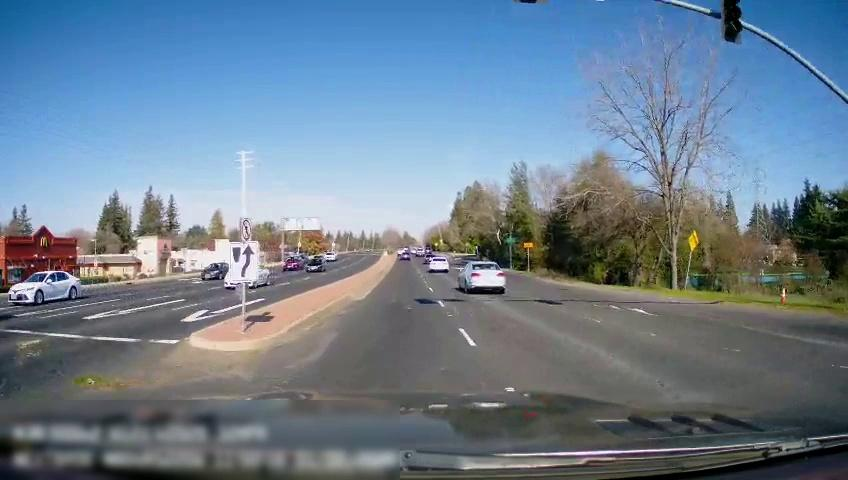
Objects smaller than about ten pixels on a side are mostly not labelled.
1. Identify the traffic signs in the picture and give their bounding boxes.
[228,241,258,281]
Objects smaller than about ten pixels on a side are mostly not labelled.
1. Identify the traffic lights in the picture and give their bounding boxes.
[722,0,744,42]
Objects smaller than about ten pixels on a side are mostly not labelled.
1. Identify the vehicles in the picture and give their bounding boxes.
[424,254,436,265]
[200,262,232,281]
[323,251,337,262]
[224,265,273,291]
[428,256,449,273]
[281,256,305,273]
[7,271,81,306]
[456,261,507,294]
[414,247,425,257]
[304,256,328,274]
